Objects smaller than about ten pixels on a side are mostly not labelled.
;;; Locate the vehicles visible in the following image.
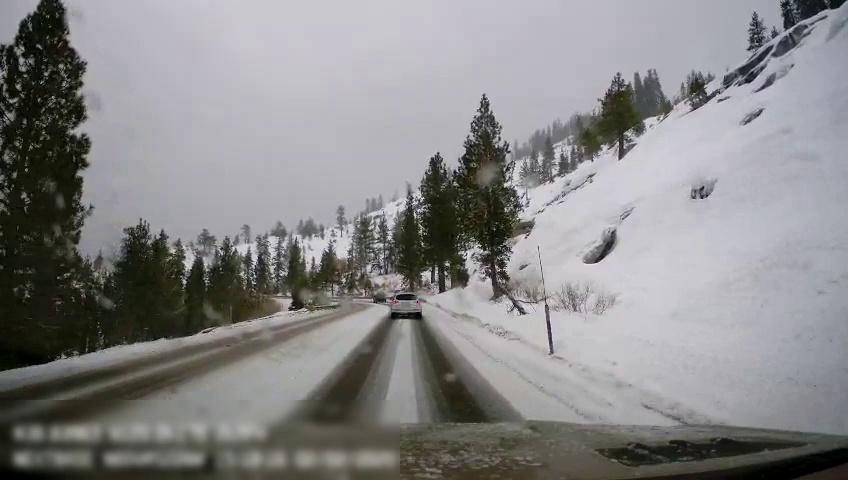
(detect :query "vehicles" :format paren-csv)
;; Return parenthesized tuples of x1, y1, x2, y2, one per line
(373, 292, 387, 304)
(388, 292, 424, 319)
